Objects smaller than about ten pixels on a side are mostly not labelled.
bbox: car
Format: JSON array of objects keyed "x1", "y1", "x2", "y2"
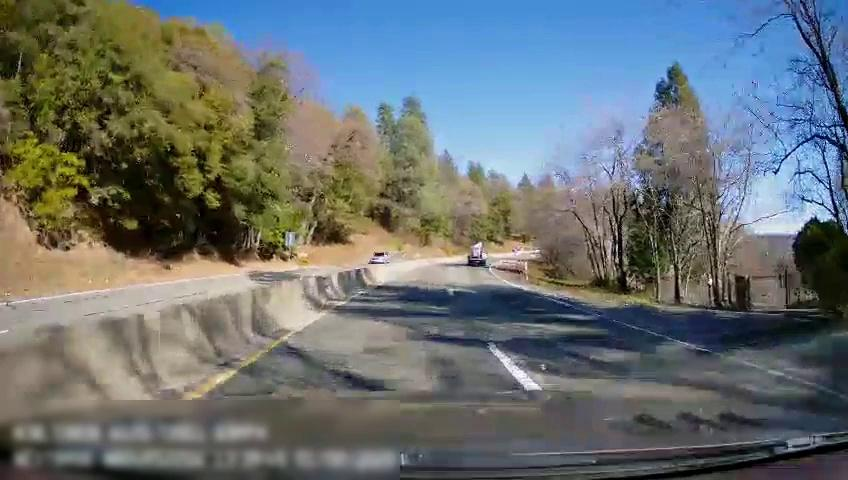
[{"x1": 367, "y1": 251, "x2": 391, "y2": 265}]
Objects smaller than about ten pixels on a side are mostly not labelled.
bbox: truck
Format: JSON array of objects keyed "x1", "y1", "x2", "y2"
[{"x1": 467, "y1": 242, "x2": 487, "y2": 266}]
